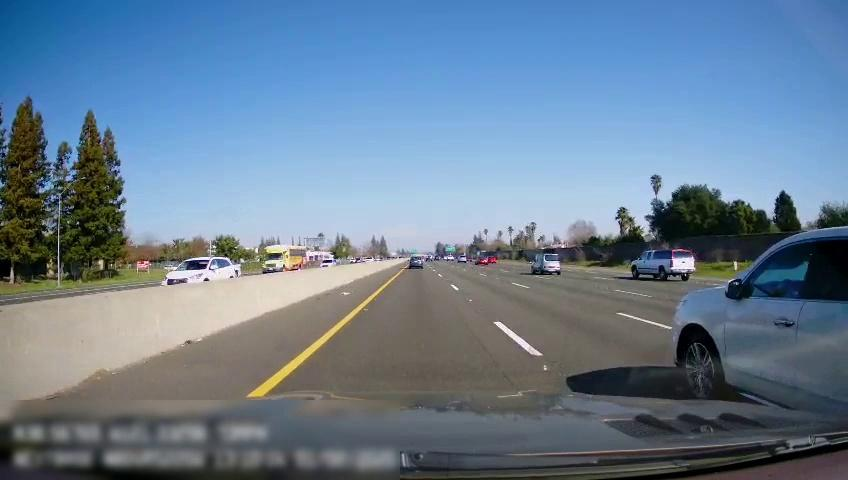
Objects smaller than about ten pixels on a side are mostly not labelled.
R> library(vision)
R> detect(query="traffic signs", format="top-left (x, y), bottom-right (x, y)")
top-left (445, 246), bottom-right (458, 252)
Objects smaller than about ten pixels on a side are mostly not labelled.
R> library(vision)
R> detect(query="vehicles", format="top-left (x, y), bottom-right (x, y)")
top-left (262, 245), bottom-right (307, 274)
top-left (456, 255), bottom-right (467, 264)
top-left (671, 226), bottom-right (848, 418)
top-left (474, 255), bottom-right (490, 266)
top-left (319, 259), bottom-right (337, 269)
top-left (407, 255), bottom-right (425, 270)
top-left (487, 256), bottom-right (498, 265)
top-left (630, 248), bottom-right (697, 282)
top-left (530, 253), bottom-right (562, 275)
top-left (160, 255), bottom-right (242, 287)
